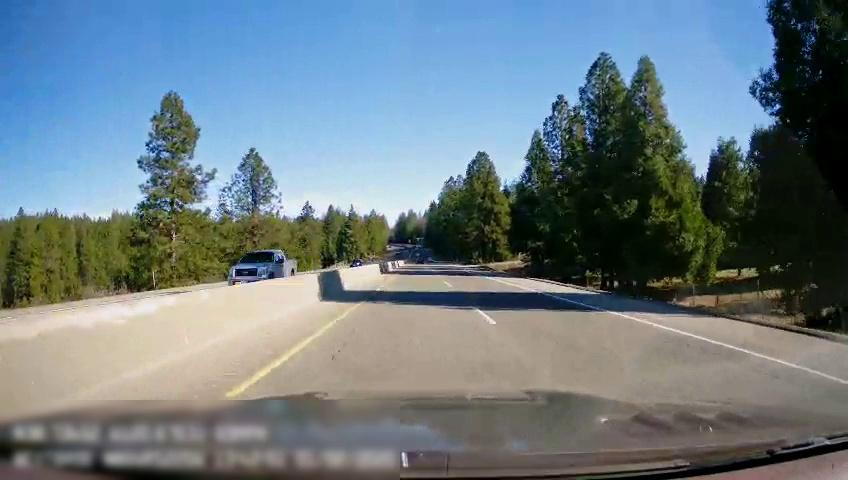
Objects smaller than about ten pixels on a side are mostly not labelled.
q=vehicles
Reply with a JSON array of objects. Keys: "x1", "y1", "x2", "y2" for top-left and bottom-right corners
[
  {"x1": 227, "y1": 249, "x2": 298, "y2": 287},
  {"x1": 349, "y1": 259, "x2": 365, "y2": 268}
]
